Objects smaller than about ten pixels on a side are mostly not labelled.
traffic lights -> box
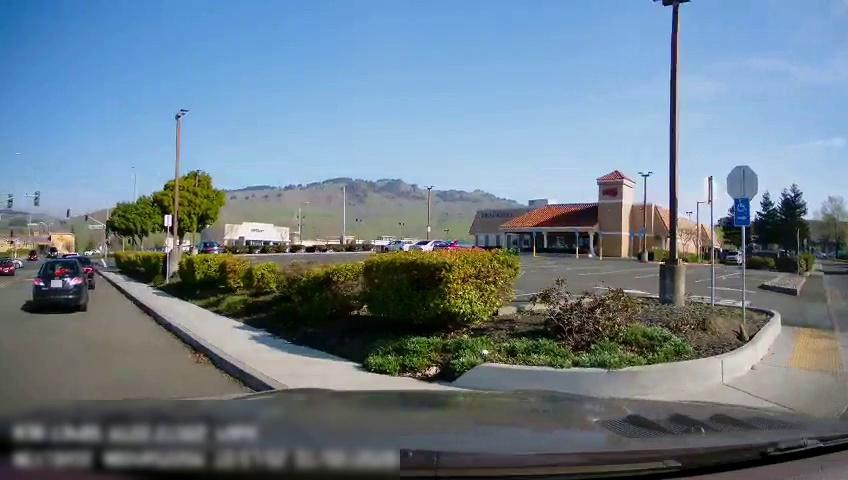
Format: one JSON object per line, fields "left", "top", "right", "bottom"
{"left": 6, "top": 194, "right": 14, "bottom": 209}
{"left": 33, "top": 191, "right": 40, "bottom": 207}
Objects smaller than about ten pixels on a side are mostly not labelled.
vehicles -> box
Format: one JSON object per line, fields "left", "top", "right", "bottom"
{"left": 27, "top": 249, "right": 39, "bottom": 262}
{"left": 198, "top": 240, "right": 222, "bottom": 255}
{"left": 433, "top": 238, "right": 486, "bottom": 253}
{"left": 31, "top": 258, "right": 89, "bottom": 312}
{"left": 382, "top": 238, "right": 414, "bottom": 254}
{"left": 61, "top": 254, "right": 96, "bottom": 290}
{"left": 47, "top": 246, "right": 59, "bottom": 259}
{"left": 726, "top": 251, "right": 744, "bottom": 265}
{"left": 10, "top": 259, "right": 25, "bottom": 270}
{"left": 409, "top": 240, "right": 433, "bottom": 254}
{"left": 0, "top": 259, "right": 16, "bottom": 277}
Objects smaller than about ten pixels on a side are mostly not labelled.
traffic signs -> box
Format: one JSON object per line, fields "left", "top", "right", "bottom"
{"left": 88, "top": 224, "right": 104, "bottom": 231}
{"left": 733, "top": 195, "right": 753, "bottom": 227}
